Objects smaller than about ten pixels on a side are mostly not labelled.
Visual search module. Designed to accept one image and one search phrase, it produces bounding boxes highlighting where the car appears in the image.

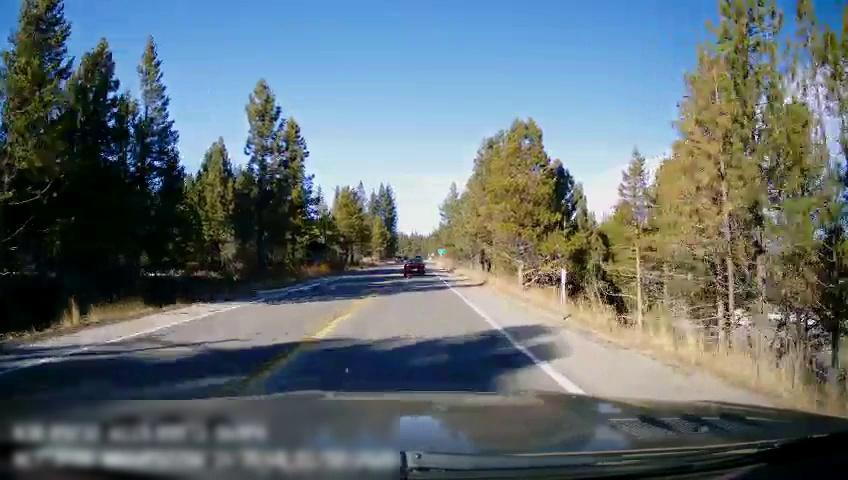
[403,257,426,276]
